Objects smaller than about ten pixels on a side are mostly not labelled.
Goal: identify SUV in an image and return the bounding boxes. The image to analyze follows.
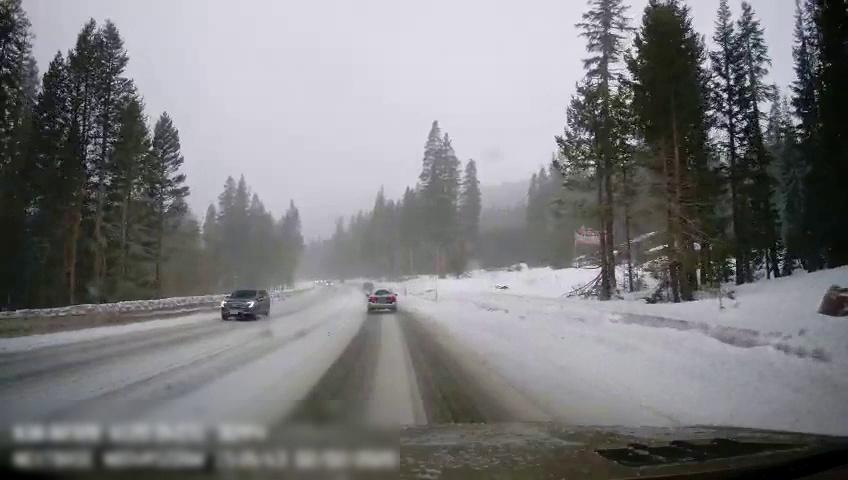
[220,289,272,321]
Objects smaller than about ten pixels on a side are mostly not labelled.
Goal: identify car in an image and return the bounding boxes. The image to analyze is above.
[365,286,399,315]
